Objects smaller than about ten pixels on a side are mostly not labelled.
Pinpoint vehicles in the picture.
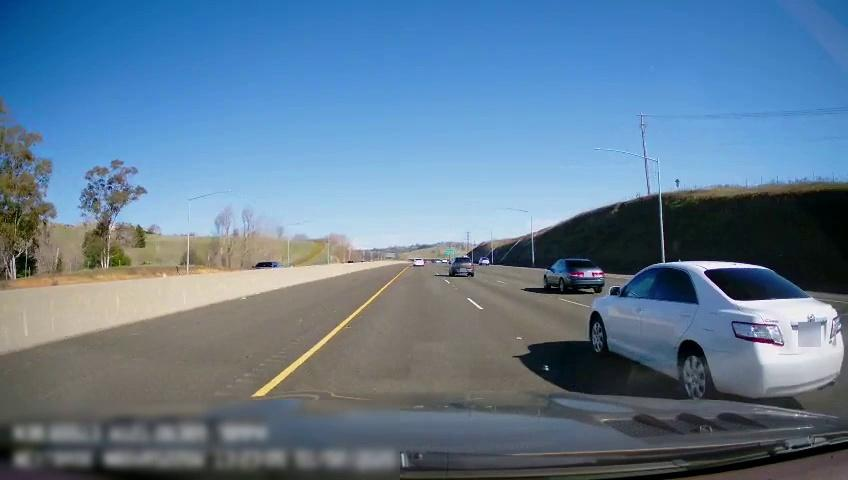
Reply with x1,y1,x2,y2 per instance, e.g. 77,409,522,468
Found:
542,258,604,294
256,261,280,269
478,256,490,265
588,260,845,403
413,257,425,267
449,256,474,276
